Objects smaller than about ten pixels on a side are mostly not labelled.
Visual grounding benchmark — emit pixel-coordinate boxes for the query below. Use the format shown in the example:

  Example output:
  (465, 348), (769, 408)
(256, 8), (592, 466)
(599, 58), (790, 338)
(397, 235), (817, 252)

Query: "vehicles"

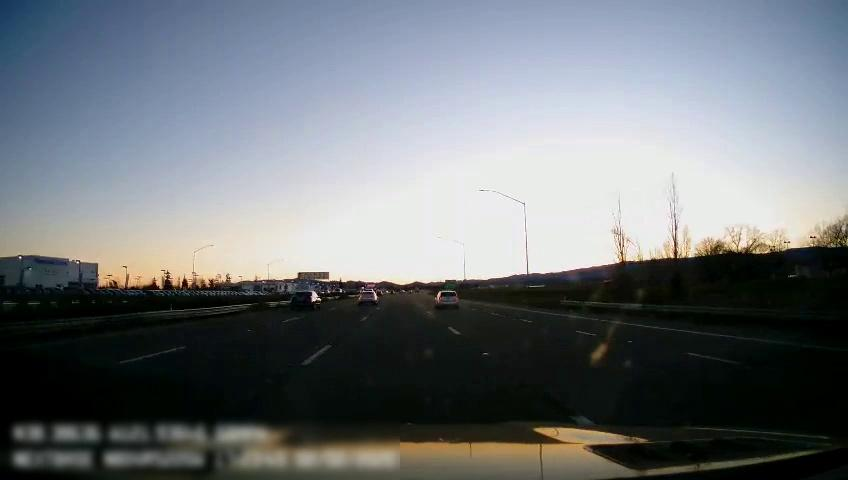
(333, 288), (343, 294)
(358, 290), (379, 307)
(290, 290), (322, 311)
(435, 291), (459, 309)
